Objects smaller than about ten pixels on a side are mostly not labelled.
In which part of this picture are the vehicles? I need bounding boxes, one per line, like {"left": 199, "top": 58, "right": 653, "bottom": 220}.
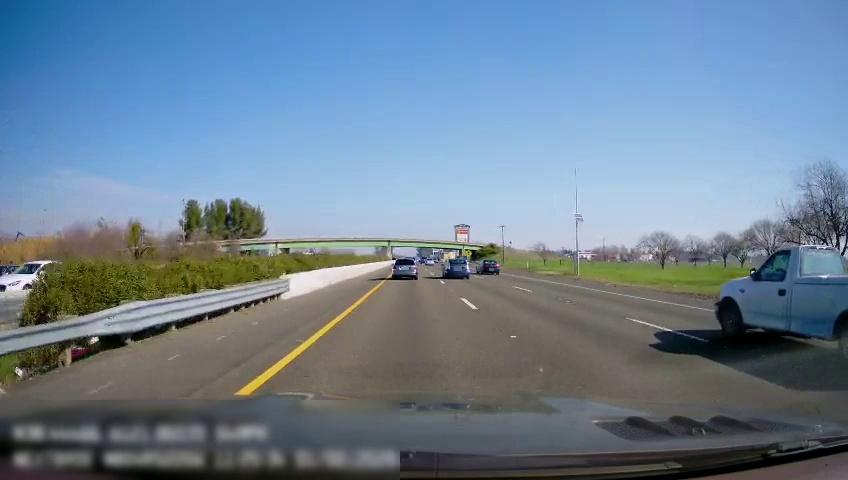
{"left": 440, "top": 257, "right": 471, "bottom": 280}
{"left": 418, "top": 256, "right": 427, "bottom": 265}
{"left": 475, "top": 260, "right": 500, "bottom": 275}
{"left": 389, "top": 256, "right": 420, "bottom": 281}
{"left": 713, "top": 243, "right": 848, "bottom": 363}
{"left": 0, "top": 260, "right": 63, "bottom": 293}
{"left": 0, "top": 265, "right": 20, "bottom": 278}
{"left": 424, "top": 257, "right": 436, "bottom": 266}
